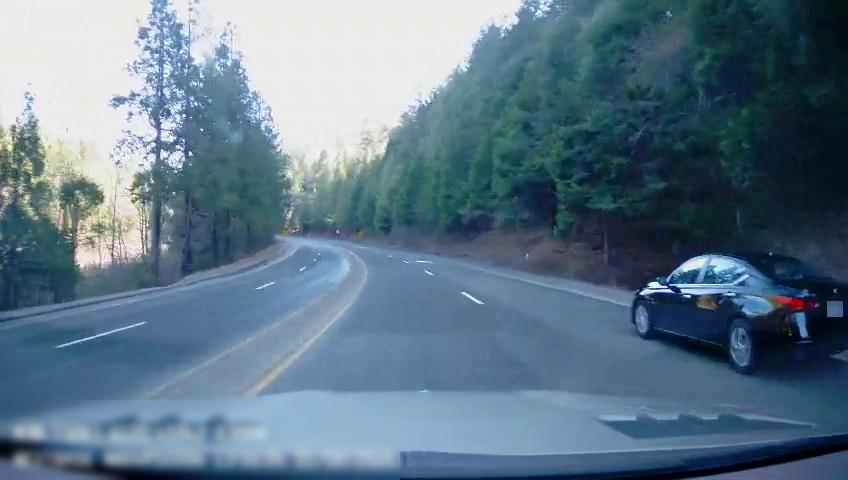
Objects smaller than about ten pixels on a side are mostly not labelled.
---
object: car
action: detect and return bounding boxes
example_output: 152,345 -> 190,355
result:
630,249 -> 848,371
